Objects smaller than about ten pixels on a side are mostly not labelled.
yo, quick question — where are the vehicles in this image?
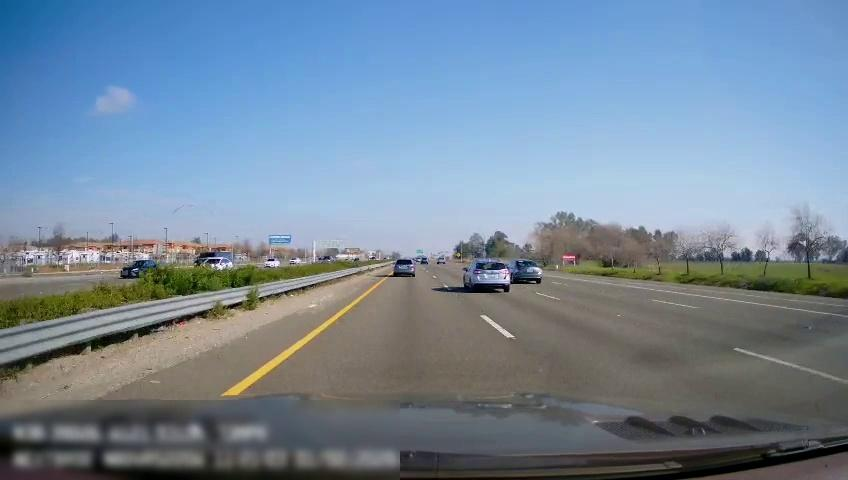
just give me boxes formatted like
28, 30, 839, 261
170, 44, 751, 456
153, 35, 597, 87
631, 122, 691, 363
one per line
391, 258, 416, 278
319, 255, 337, 265
289, 257, 301, 265
461, 257, 511, 294
119, 259, 158, 279
263, 258, 281, 269
199, 256, 233, 272
193, 250, 234, 269
505, 259, 544, 284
